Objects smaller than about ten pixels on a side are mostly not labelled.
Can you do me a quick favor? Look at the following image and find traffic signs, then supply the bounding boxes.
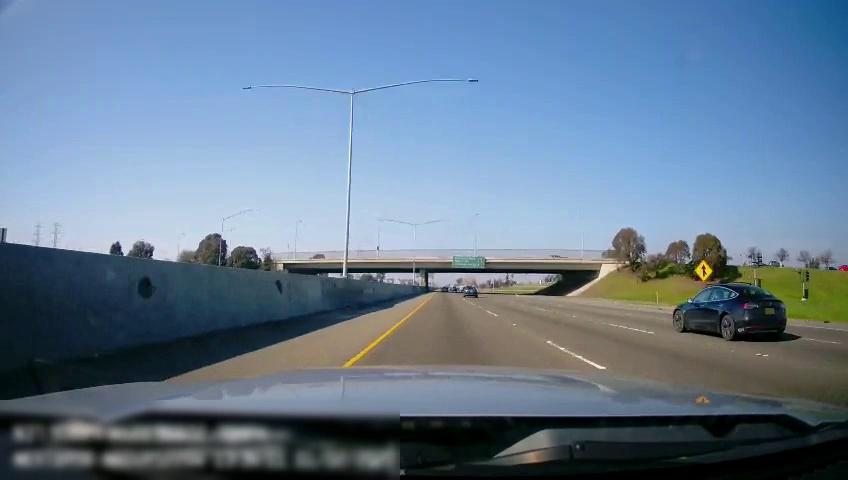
[696,261,713,280]
[452,255,487,270]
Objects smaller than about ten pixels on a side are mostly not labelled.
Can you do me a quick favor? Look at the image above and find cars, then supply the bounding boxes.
[463,286,478,298]
[672,282,787,342]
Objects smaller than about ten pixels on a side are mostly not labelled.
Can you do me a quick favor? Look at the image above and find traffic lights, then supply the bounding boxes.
[758,255,764,267]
